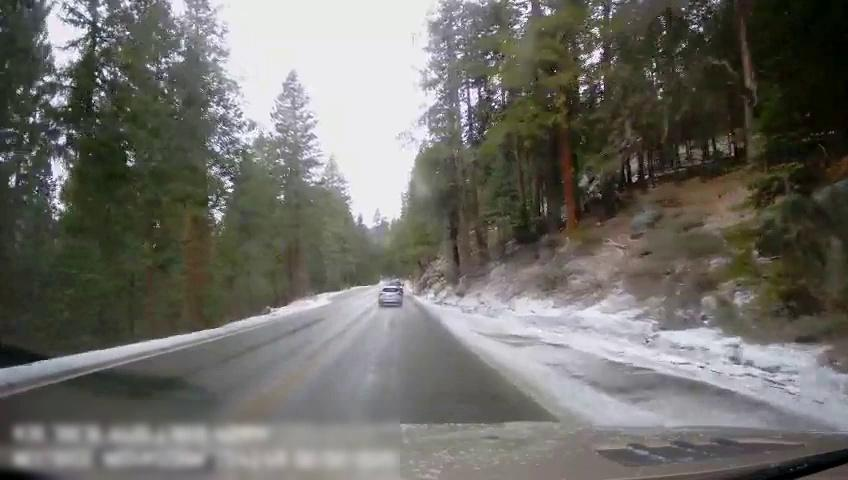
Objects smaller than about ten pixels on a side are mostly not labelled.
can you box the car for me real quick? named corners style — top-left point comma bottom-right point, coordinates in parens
top-left (378, 285), bottom-right (402, 307)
